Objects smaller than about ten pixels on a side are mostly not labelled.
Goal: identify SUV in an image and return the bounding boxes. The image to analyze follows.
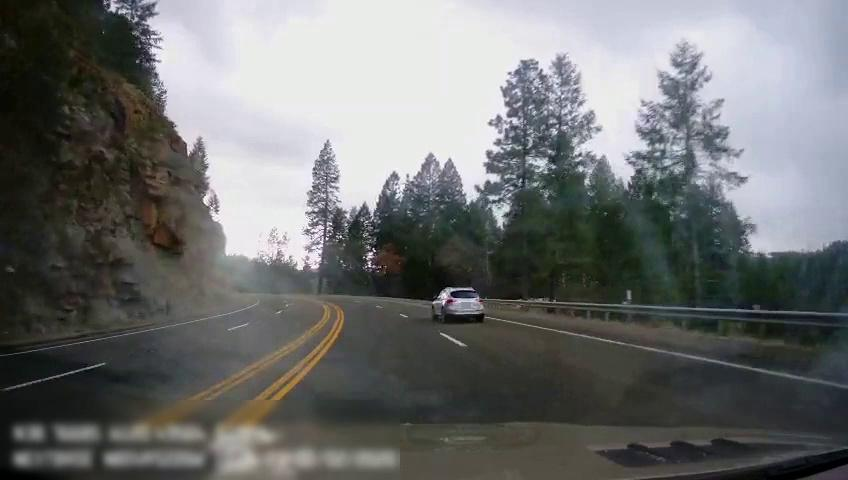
[431,287,484,326]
